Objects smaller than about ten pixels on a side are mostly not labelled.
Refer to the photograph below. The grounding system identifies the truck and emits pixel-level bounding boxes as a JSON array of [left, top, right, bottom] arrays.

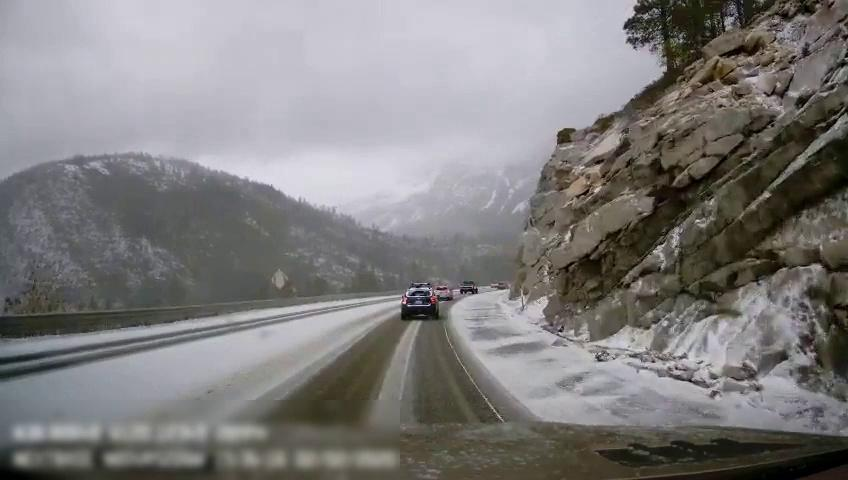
[[460, 279, 479, 294]]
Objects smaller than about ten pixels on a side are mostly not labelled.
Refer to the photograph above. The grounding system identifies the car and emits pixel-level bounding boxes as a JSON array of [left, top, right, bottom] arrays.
[[432, 285, 453, 302]]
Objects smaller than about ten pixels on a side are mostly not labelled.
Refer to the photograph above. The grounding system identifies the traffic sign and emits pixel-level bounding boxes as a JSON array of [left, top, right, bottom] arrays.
[[269, 268, 290, 290]]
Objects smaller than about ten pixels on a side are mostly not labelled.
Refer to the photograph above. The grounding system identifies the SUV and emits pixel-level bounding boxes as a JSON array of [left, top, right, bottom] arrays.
[[400, 282, 440, 321]]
